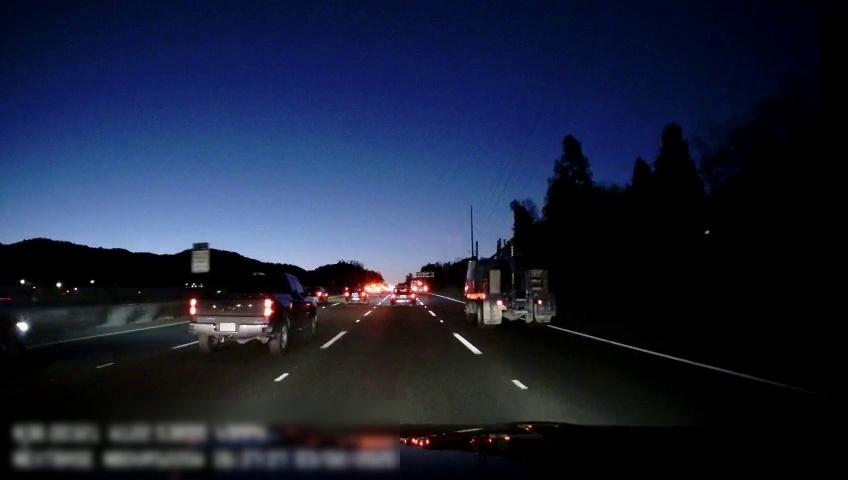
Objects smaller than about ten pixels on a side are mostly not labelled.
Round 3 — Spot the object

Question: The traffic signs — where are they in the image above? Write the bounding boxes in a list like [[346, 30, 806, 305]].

[[189, 242, 210, 272]]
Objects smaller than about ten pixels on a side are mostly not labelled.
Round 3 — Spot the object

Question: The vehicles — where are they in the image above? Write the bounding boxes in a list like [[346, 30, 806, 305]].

[[416, 285, 429, 295], [314, 286, 329, 307], [368, 284, 384, 297], [462, 257, 557, 331], [343, 284, 369, 303], [188, 272, 320, 358], [390, 284, 416, 305]]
